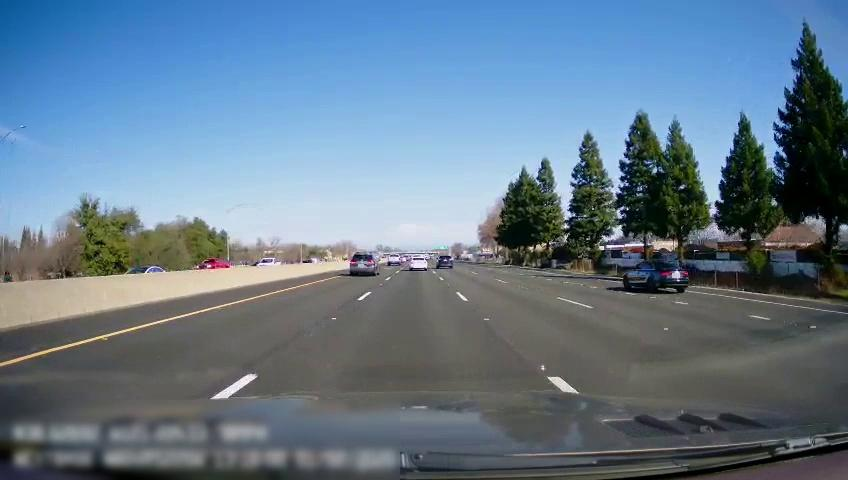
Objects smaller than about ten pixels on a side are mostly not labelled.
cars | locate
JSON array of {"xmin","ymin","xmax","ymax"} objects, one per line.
[
  {"xmin": 124, "ymin": 264, "xmax": 167, "ymax": 275},
  {"xmin": 623, "ymin": 259, "xmax": 690, "ymax": 293},
  {"xmin": 193, "ymin": 257, "xmax": 231, "ymax": 270},
  {"xmin": 409, "ymin": 257, "xmax": 428, "ymax": 271}
]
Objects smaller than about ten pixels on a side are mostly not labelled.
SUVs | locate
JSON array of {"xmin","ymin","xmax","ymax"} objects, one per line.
[
  {"xmin": 436, "ymin": 255, "xmax": 453, "ymax": 269},
  {"xmin": 348, "ymin": 252, "xmax": 379, "ymax": 276}
]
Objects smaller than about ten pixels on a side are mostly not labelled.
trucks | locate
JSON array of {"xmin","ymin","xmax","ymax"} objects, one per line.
[
  {"xmin": 256, "ymin": 258, "xmax": 280, "ymax": 267},
  {"xmin": 387, "ymin": 254, "xmax": 401, "ymax": 267}
]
